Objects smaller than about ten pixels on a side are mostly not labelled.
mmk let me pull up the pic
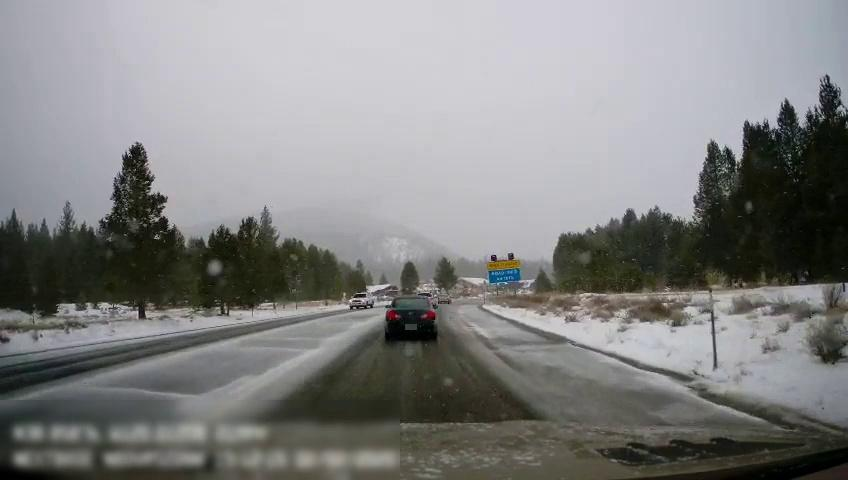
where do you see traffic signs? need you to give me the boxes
[488,267,520,283]
[488,260,520,267]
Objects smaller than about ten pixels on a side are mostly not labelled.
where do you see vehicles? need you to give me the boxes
[437,294,451,304]
[384,295,439,343]
[417,291,438,305]
[349,293,374,309]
